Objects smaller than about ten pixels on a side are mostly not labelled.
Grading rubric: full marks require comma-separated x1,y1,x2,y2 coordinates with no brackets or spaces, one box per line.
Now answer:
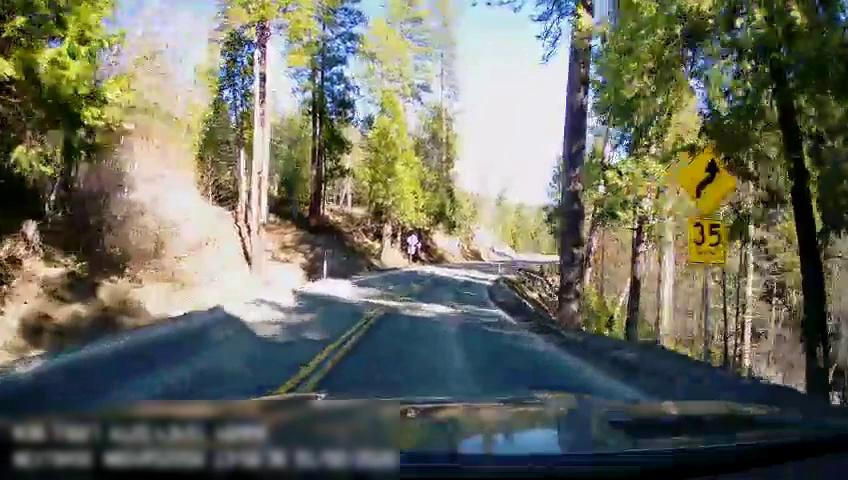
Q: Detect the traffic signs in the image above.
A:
687,216,731,266
672,141,741,214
